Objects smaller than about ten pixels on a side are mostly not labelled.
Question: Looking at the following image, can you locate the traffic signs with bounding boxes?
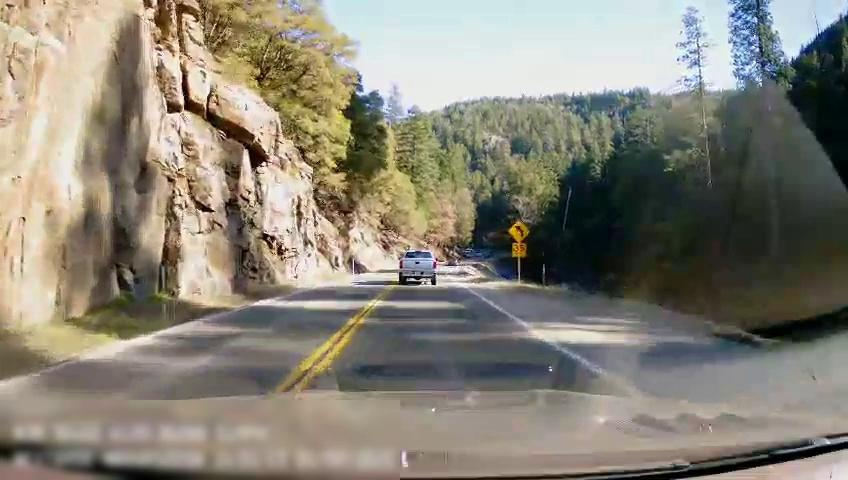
[507,220,530,242]
[512,243,528,258]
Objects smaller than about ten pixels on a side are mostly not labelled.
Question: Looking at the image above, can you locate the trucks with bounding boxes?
[399,249,437,285]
